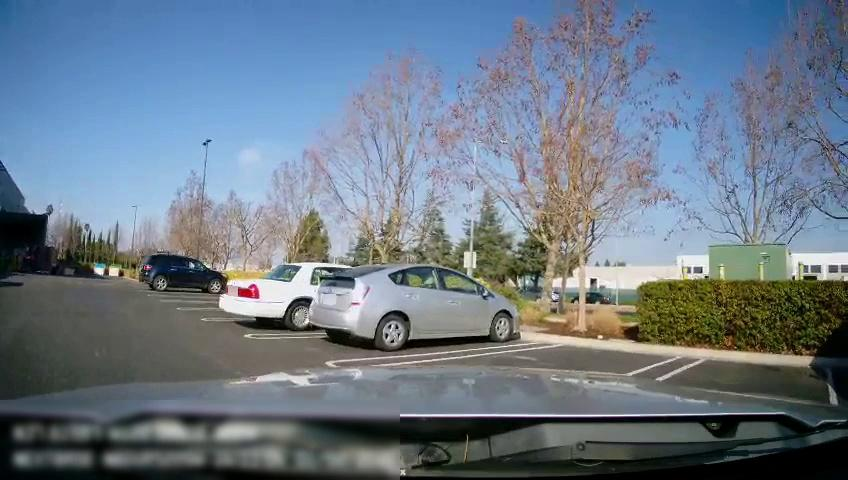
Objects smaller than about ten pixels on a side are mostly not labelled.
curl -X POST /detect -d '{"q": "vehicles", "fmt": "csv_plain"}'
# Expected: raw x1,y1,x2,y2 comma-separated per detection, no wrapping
552,291,561,302
217,261,351,332
306,262,521,353
137,254,226,295
573,291,612,305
